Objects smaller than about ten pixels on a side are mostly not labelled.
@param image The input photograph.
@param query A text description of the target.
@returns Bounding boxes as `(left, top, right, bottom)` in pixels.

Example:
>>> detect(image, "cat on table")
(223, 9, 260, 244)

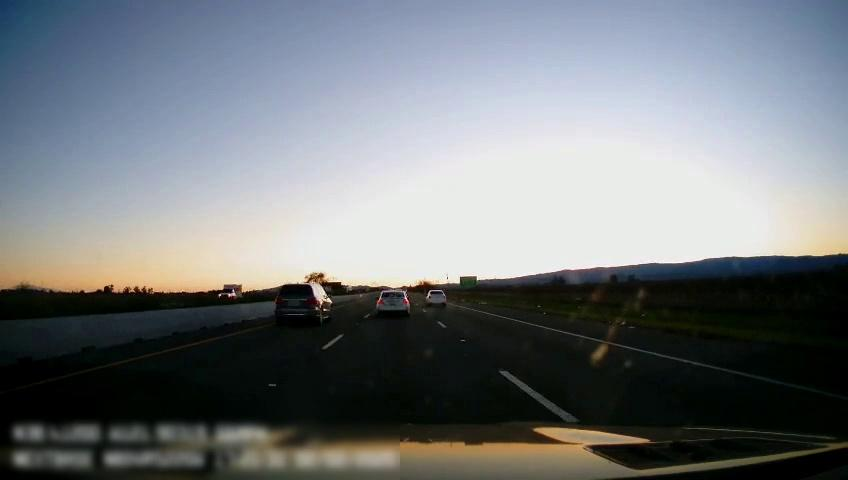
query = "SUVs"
(275, 282, 335, 325)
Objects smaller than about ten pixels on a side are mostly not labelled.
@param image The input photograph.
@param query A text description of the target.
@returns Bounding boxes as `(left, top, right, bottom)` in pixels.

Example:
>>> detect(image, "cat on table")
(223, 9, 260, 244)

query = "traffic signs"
(459, 276, 478, 288)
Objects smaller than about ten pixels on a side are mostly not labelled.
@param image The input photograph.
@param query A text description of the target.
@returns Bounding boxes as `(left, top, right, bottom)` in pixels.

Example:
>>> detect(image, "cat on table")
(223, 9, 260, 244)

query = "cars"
(376, 290, 411, 316)
(425, 289, 448, 306)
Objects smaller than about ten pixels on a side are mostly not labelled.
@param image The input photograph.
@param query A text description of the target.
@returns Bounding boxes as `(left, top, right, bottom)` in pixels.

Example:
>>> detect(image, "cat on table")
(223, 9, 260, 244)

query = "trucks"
(218, 282, 244, 299)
